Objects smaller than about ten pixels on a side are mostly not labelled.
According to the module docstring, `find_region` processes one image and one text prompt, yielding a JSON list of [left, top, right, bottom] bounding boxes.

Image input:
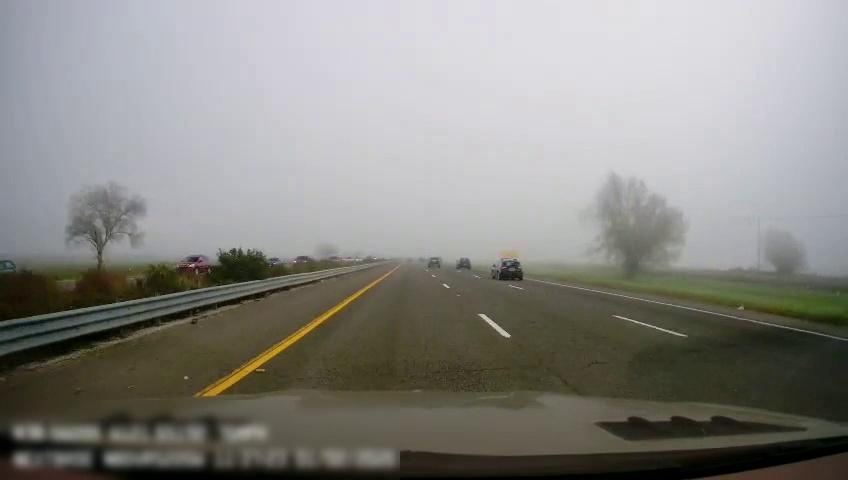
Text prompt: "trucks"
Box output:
[[292, 255, 315, 265]]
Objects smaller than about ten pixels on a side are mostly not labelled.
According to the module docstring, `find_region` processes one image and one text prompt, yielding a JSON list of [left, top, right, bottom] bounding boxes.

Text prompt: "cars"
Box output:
[[490, 257, 523, 282], [455, 258, 471, 269]]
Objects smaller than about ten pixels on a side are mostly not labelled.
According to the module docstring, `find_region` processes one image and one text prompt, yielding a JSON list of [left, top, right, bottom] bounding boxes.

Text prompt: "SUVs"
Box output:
[[177, 254, 213, 278], [428, 257, 442, 269]]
